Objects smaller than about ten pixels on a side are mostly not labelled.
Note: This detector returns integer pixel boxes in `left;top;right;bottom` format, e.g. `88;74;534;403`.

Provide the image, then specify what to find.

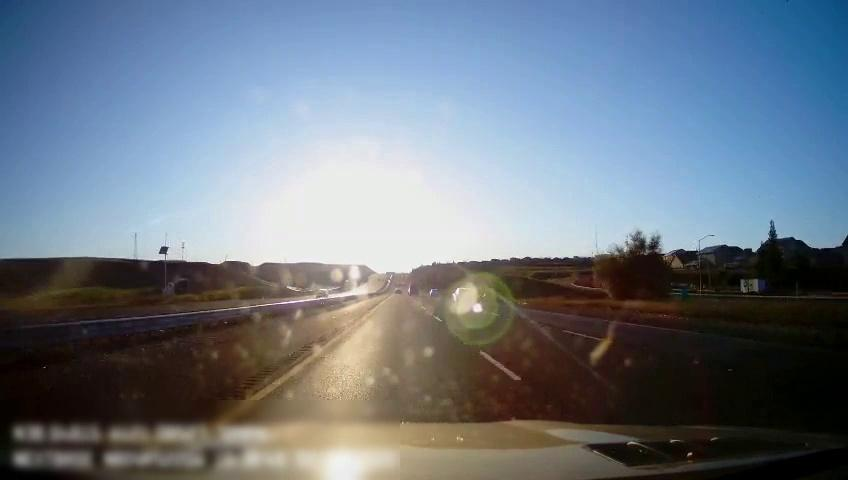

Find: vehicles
409;282;419;296
451;288;476;306
315;289;329;299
